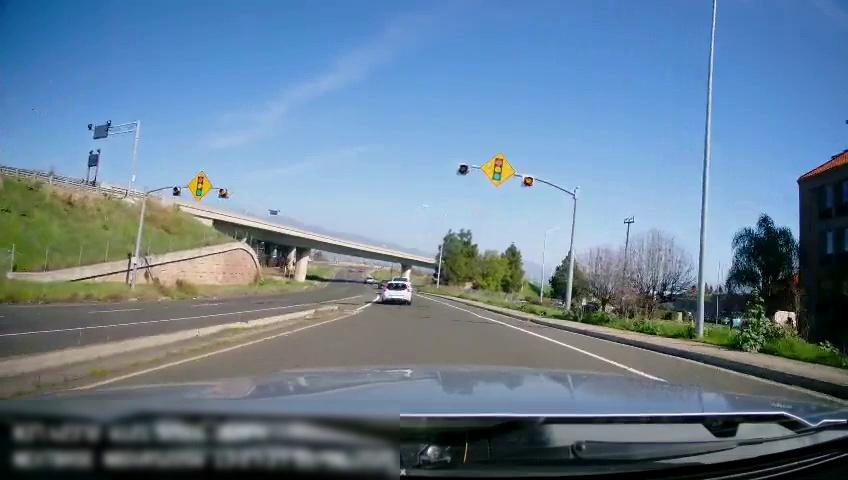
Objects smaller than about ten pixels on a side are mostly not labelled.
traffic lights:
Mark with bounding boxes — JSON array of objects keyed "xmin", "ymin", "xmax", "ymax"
[
  {"xmin": 521, "ymin": 174, "xmax": 535, "ymax": 187},
  {"xmin": 218, "ymin": 187, "xmax": 229, "ymax": 199},
  {"xmin": 172, "ymin": 186, "xmax": 182, "ymax": 197},
  {"xmin": 458, "ymin": 163, "xmax": 472, "ymax": 176}
]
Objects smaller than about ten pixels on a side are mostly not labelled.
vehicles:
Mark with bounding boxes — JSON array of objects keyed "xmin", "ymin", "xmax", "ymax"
[
  {"xmin": 392, "ymin": 276, "xmax": 412, "ymax": 289},
  {"xmin": 381, "ymin": 280, "xmax": 412, "ymax": 306}
]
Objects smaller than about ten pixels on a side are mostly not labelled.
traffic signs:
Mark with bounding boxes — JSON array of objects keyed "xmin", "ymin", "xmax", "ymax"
[
  {"xmin": 480, "ymin": 152, "xmax": 516, "ymax": 187},
  {"xmin": 187, "ymin": 171, "xmax": 214, "ymax": 202}
]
